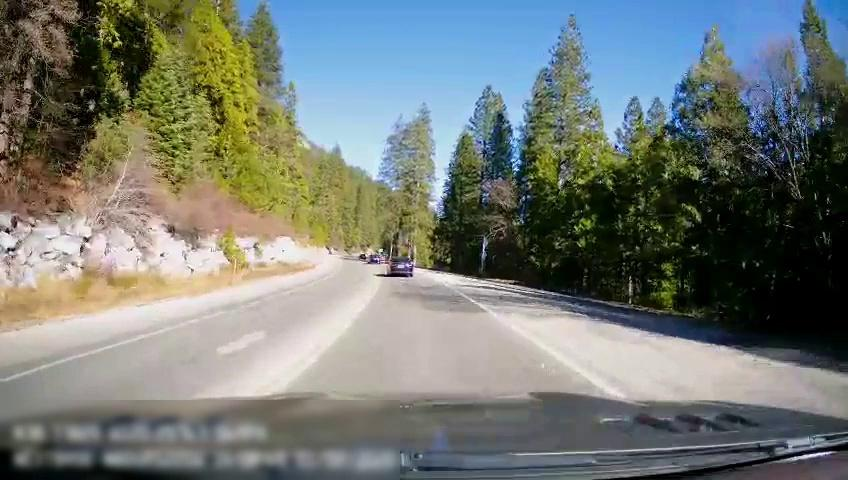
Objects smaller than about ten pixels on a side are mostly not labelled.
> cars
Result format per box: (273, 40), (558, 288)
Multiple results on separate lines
(367, 253), (381, 265)
(387, 257), (414, 278)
